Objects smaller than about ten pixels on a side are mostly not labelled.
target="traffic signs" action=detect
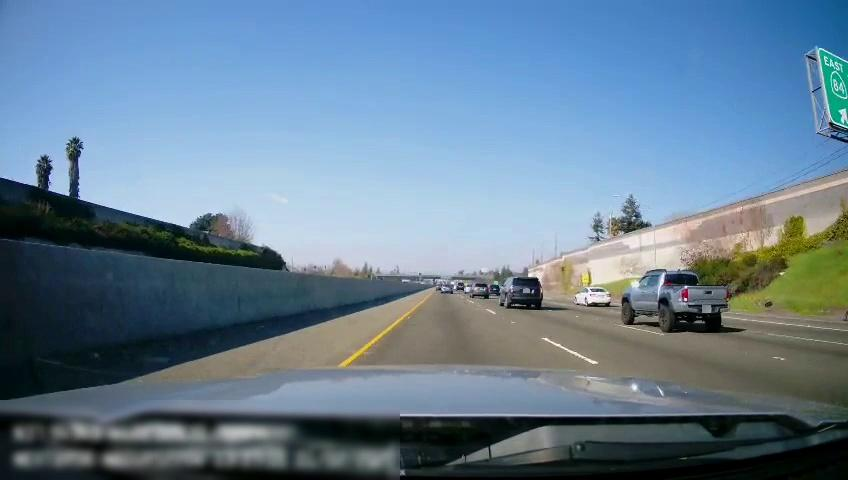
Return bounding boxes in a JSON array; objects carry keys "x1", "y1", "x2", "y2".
[
  {"x1": 582, "y1": 270, "x2": 593, "y2": 284},
  {"x1": 816, "y1": 45, "x2": 848, "y2": 128}
]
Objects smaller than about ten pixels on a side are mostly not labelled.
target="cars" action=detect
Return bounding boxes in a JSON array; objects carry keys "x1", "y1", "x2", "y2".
[
  {"x1": 575, "y1": 286, "x2": 611, "y2": 308},
  {"x1": 440, "y1": 283, "x2": 453, "y2": 294}
]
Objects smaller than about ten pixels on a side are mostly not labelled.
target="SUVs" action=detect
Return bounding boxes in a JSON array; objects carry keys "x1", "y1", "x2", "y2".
[
  {"x1": 471, "y1": 284, "x2": 489, "y2": 299},
  {"x1": 499, "y1": 276, "x2": 544, "y2": 311},
  {"x1": 487, "y1": 284, "x2": 500, "y2": 296}
]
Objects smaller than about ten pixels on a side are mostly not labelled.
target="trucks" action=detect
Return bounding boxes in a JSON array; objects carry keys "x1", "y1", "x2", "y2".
[{"x1": 619, "y1": 269, "x2": 730, "y2": 333}]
